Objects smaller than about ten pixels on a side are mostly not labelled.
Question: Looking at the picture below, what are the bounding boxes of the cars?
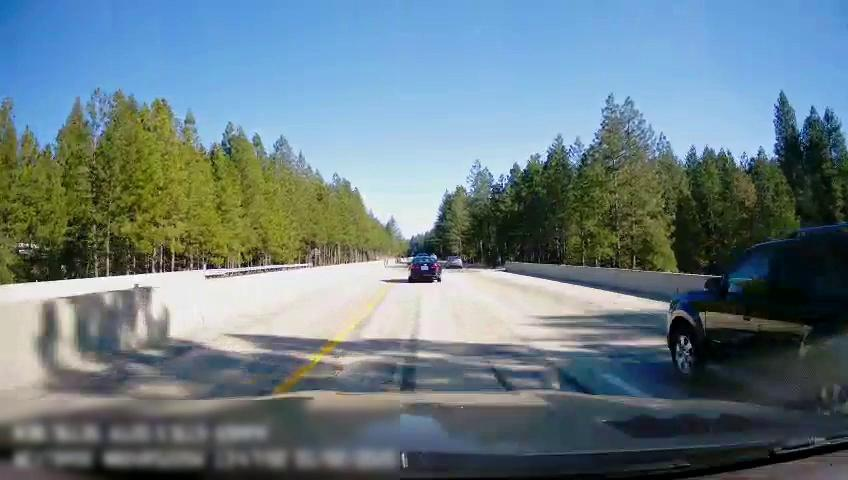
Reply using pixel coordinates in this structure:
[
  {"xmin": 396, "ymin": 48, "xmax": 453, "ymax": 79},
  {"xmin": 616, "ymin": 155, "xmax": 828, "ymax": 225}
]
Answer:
[
  {"xmin": 408, "ymin": 257, "xmax": 443, "ymax": 283},
  {"xmin": 446, "ymin": 256, "xmax": 462, "ymax": 269}
]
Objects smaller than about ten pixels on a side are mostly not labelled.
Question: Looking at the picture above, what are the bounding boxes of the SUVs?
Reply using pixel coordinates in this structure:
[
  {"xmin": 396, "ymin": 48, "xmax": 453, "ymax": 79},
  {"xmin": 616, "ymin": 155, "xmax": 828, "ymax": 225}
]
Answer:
[{"xmin": 665, "ymin": 226, "xmax": 848, "ymax": 405}]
